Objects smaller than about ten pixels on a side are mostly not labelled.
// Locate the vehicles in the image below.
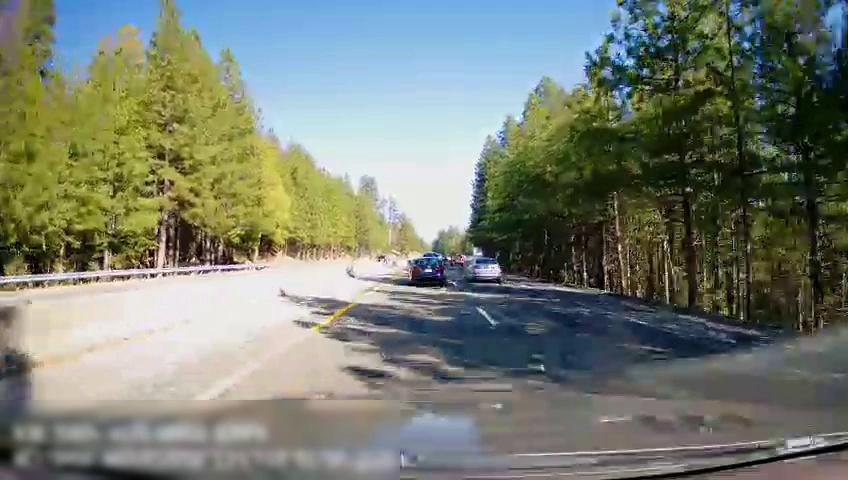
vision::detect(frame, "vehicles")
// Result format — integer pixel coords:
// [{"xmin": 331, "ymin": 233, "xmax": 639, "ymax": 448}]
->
[
  {"xmin": 451, "ymin": 255, "xmax": 465, "ymax": 267},
  {"xmin": 409, "ymin": 255, "xmax": 446, "ymax": 286},
  {"xmin": 467, "ymin": 256, "xmax": 502, "ymax": 283}
]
